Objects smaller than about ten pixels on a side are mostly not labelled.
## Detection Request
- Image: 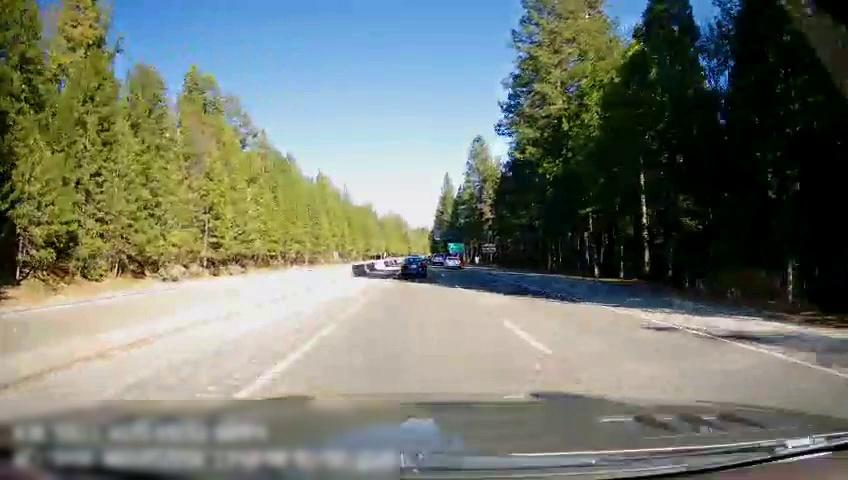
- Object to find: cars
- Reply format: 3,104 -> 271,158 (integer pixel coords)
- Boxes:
432,255 -> 445,265
443,255 -> 461,270
400,255 -> 426,278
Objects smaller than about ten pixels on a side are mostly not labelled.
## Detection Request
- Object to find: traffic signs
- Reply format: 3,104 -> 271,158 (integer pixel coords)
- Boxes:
448,242 -> 465,251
